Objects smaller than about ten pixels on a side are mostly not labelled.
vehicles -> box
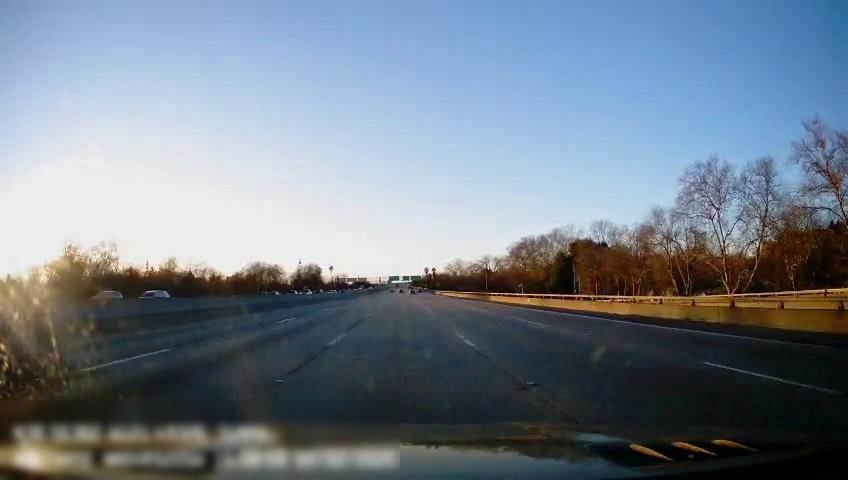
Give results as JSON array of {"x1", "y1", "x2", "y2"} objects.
[
  {"x1": 299, "y1": 288, "x2": 313, "y2": 297},
  {"x1": 285, "y1": 289, "x2": 298, "y2": 296},
  {"x1": 92, "y1": 290, "x2": 124, "y2": 300},
  {"x1": 138, "y1": 289, "x2": 171, "y2": 298}
]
